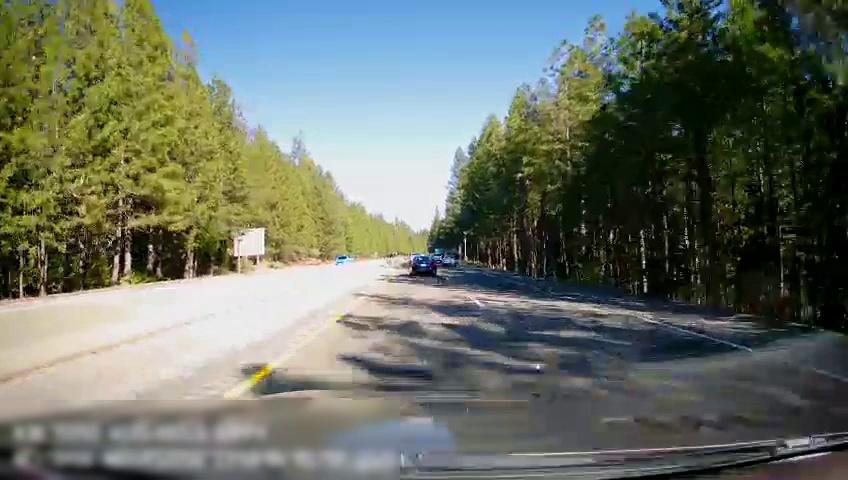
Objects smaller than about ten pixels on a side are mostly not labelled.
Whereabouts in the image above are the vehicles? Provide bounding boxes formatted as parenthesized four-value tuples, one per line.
(430, 254, 443, 264)
(411, 256, 437, 278)
(335, 254, 352, 266)
(442, 255, 456, 266)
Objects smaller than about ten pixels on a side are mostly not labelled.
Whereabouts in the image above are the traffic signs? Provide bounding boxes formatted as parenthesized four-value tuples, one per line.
(433, 247, 446, 256)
